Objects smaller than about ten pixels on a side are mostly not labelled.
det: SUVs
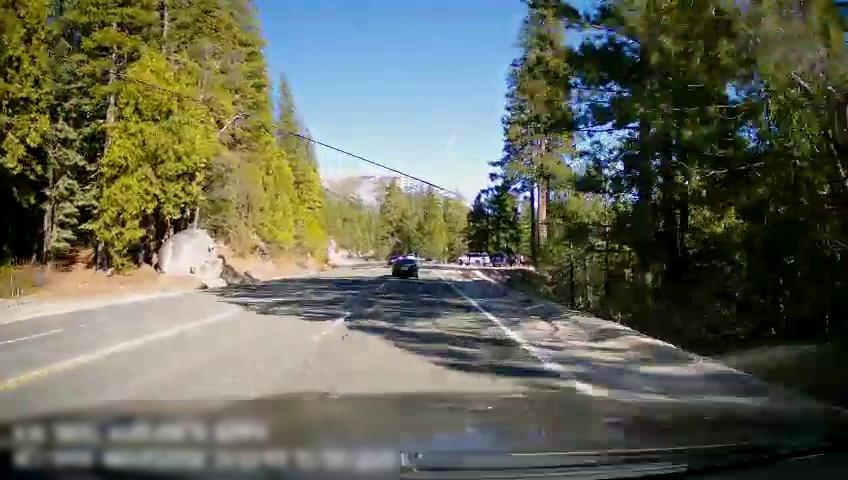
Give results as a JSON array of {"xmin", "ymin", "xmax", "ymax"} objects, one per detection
[
  {"xmin": 491, "ymin": 250, "xmax": 518, "ymax": 268},
  {"xmin": 457, "ymin": 252, "xmax": 491, "ymax": 267}
]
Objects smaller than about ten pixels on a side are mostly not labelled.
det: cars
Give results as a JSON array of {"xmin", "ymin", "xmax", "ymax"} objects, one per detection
[{"xmin": 391, "ymin": 257, "xmax": 419, "ymax": 278}]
